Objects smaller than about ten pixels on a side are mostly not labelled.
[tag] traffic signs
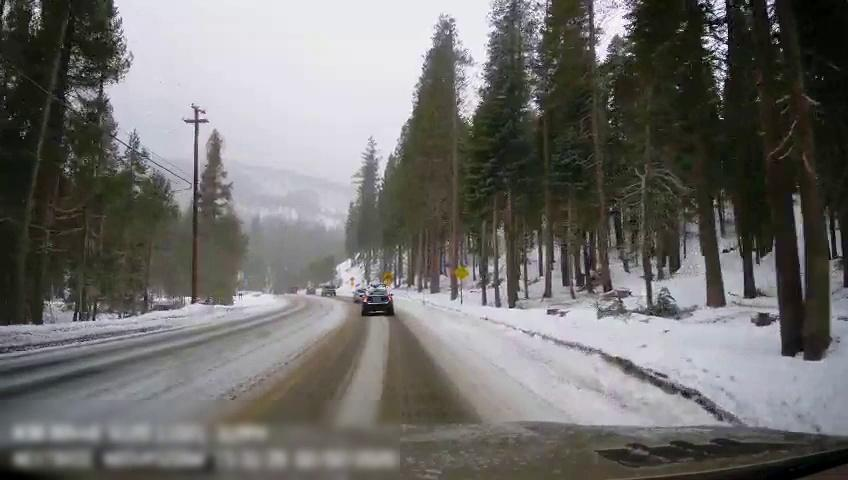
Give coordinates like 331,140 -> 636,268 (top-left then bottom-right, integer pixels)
454,265 -> 470,280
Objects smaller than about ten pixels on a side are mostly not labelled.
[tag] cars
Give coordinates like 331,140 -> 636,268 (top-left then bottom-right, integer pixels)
353,288 -> 368,304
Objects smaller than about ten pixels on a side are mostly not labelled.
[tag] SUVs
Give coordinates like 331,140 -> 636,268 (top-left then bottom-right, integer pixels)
321,285 -> 336,297
360,283 -> 395,317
